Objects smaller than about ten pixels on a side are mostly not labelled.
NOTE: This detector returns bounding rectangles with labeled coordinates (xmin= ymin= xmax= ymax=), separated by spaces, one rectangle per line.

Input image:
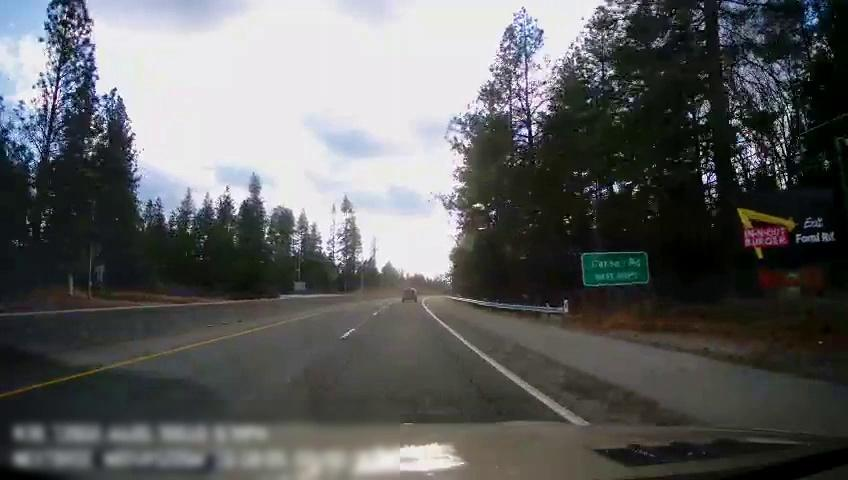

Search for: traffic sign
xmin=580 ymin=252 xmax=650 ymax=286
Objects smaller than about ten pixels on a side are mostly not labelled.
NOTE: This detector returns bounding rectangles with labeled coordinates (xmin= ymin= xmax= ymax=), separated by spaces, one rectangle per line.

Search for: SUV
xmin=401 ymin=288 xmax=418 ymax=303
